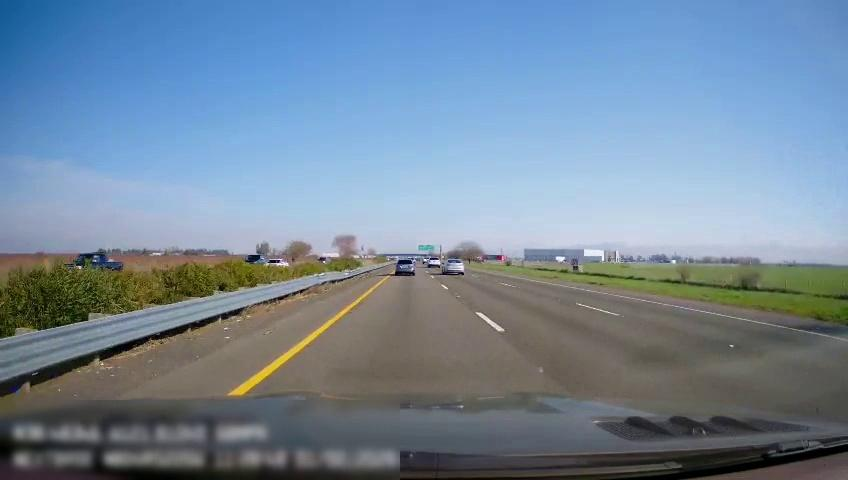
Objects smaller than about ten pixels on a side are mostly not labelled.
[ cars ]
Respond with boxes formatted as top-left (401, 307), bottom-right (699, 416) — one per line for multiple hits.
top-left (264, 258), bottom-right (289, 270)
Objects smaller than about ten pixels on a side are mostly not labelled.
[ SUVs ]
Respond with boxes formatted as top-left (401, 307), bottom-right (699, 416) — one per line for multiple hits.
top-left (441, 258), bottom-right (466, 276)
top-left (244, 254), bottom-right (271, 265)
top-left (427, 256), bottom-right (441, 268)
top-left (395, 258), bottom-right (415, 276)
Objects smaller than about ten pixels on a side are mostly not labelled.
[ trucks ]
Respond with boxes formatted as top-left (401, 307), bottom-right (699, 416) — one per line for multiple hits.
top-left (61, 252), bottom-right (122, 275)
